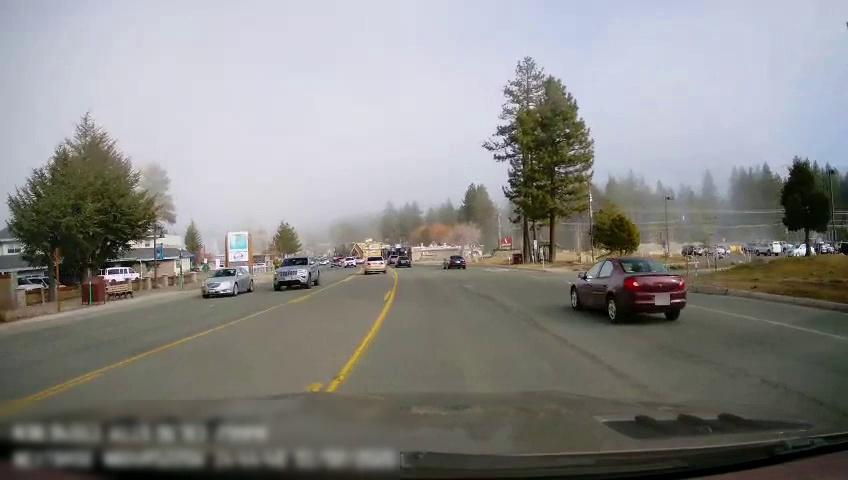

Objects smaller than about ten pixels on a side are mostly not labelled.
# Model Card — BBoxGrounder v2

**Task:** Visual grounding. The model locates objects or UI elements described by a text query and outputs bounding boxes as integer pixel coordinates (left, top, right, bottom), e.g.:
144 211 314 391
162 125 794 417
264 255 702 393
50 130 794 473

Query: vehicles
395 255 413 268
103 267 141 283
442 254 467 271
331 259 342 268
568 254 688 324
387 255 398 267
14 275 66 295
811 242 835 256
200 267 255 299
756 242 782 256
343 257 357 268
363 256 386 275
682 245 702 256
792 244 816 256
710 245 728 256
834 241 848 255
273 256 320 291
